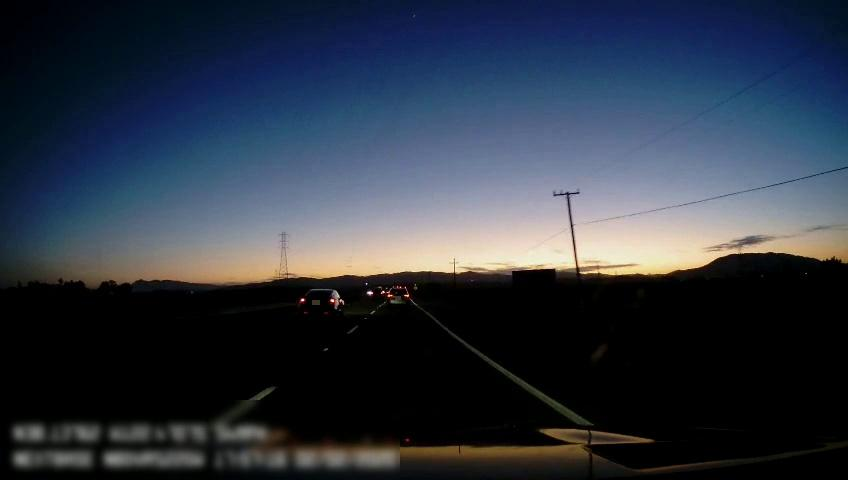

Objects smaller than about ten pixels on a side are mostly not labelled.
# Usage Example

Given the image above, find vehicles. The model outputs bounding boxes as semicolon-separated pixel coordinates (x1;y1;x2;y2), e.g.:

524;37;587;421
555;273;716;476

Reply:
298;288;345;326
370;287;384;300
387;287;410;308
